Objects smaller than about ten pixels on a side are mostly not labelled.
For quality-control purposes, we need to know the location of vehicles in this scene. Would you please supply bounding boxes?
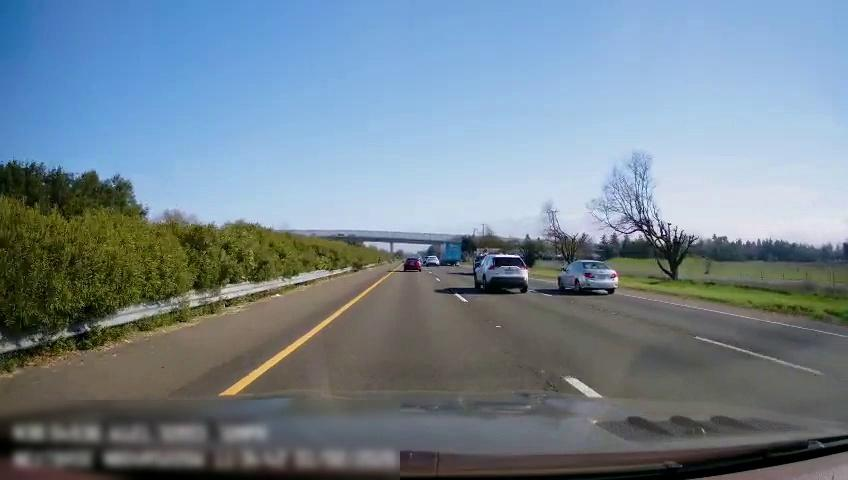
[473,254,530,295]
[471,248,503,269]
[426,256,440,267]
[402,256,422,273]
[557,260,618,296]
[439,241,463,265]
